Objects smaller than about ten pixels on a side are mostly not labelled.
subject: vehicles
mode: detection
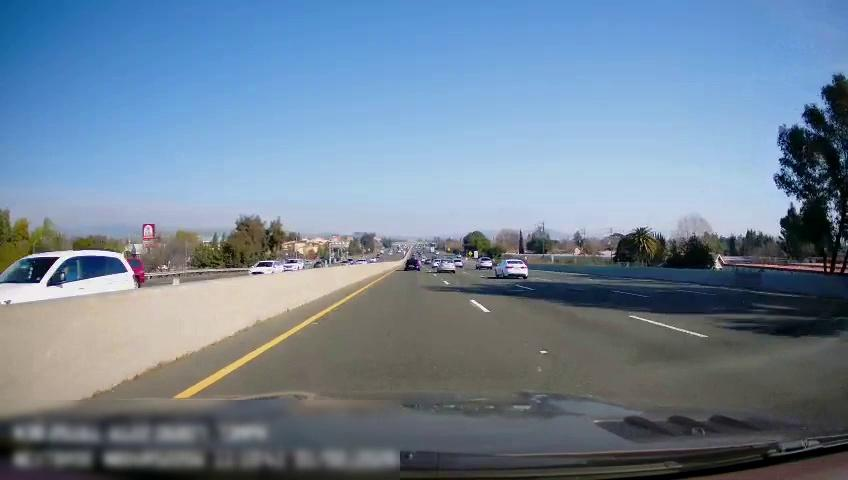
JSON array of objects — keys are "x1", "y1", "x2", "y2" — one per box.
[
  {"x1": 313, "y1": 260, "x2": 326, "y2": 268},
  {"x1": 494, "y1": 258, "x2": 529, "y2": 279},
  {"x1": 125, "y1": 258, "x2": 145, "y2": 289},
  {"x1": 0, "y1": 249, "x2": 138, "y2": 304},
  {"x1": 430, "y1": 258, "x2": 441, "y2": 269},
  {"x1": 355, "y1": 259, "x2": 370, "y2": 265},
  {"x1": 404, "y1": 258, "x2": 420, "y2": 272},
  {"x1": 476, "y1": 257, "x2": 493, "y2": 269},
  {"x1": 248, "y1": 260, "x2": 283, "y2": 275},
  {"x1": 454, "y1": 259, "x2": 464, "y2": 268},
  {"x1": 436, "y1": 260, "x2": 455, "y2": 273},
  {"x1": 346, "y1": 258, "x2": 355, "y2": 265},
  {"x1": 282, "y1": 258, "x2": 305, "y2": 273}
]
